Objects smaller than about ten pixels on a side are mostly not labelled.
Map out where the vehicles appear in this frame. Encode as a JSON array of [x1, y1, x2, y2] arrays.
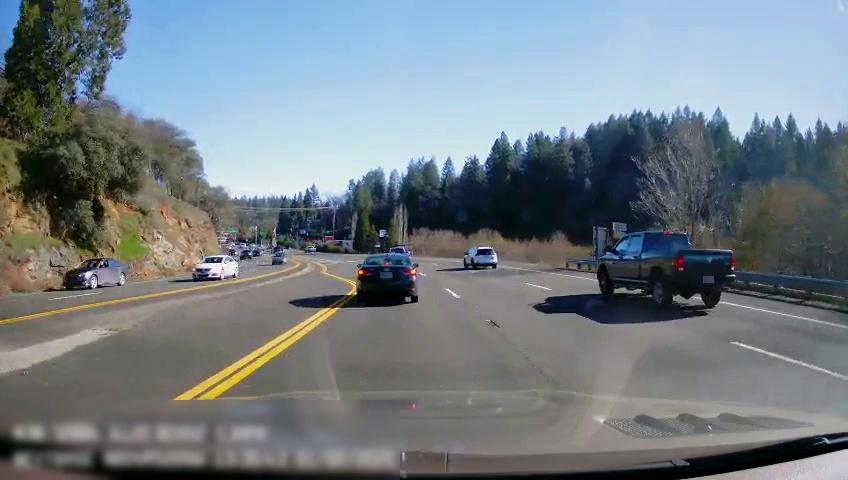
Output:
[[61, 257, 128, 290], [463, 246, 498, 270], [595, 231, 735, 314], [355, 253, 420, 305], [191, 255, 240, 282], [303, 245, 317, 253], [390, 246, 409, 255], [239, 249, 253, 261], [271, 251, 288, 265]]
